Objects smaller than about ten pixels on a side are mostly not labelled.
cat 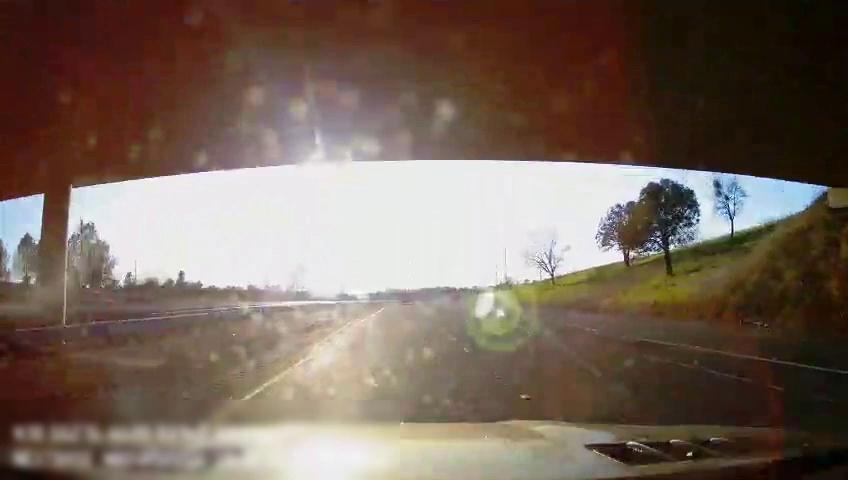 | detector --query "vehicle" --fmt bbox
[401,292,415,305]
